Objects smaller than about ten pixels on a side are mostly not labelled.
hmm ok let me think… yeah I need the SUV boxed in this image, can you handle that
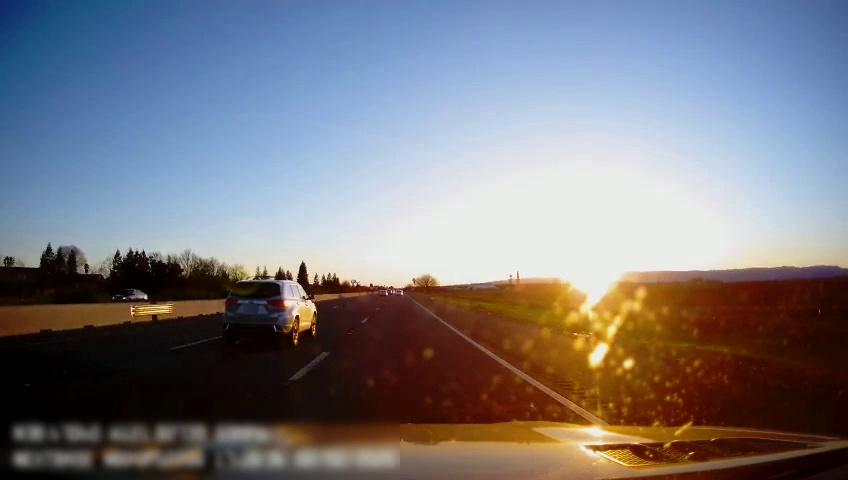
[223,275,316,347]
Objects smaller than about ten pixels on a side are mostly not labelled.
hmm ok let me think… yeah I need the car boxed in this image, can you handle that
[111,288,149,304]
